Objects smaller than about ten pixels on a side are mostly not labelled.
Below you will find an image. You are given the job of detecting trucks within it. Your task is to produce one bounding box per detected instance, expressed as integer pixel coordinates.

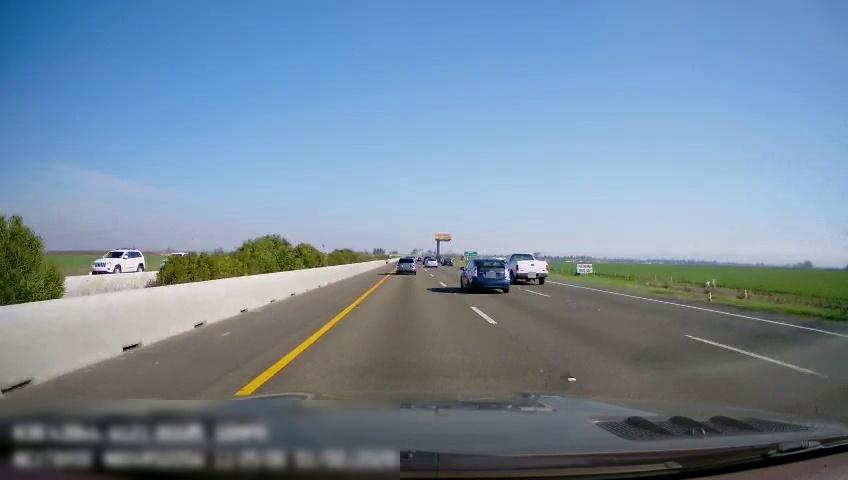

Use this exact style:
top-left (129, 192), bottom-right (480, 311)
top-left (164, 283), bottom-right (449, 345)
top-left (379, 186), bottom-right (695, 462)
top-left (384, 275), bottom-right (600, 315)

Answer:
top-left (508, 252), bottom-right (550, 286)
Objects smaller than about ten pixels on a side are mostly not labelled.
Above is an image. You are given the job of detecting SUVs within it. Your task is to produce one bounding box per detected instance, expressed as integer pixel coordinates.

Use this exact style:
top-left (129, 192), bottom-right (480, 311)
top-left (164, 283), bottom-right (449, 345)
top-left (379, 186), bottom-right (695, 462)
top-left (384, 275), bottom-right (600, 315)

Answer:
top-left (91, 249), bottom-right (145, 276)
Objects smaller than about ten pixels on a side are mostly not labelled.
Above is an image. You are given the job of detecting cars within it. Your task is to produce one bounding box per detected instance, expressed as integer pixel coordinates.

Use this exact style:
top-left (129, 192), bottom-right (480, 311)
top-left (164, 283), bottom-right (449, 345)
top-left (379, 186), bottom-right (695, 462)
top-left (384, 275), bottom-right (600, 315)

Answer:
top-left (459, 257), bottom-right (510, 294)
top-left (396, 256), bottom-right (419, 275)
top-left (424, 256), bottom-right (439, 268)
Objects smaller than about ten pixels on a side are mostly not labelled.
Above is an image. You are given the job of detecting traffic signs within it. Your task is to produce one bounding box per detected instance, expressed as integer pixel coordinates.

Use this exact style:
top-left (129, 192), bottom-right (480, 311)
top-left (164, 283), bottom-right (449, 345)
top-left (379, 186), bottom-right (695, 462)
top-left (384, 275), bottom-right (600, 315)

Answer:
top-left (464, 251), bottom-right (479, 257)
